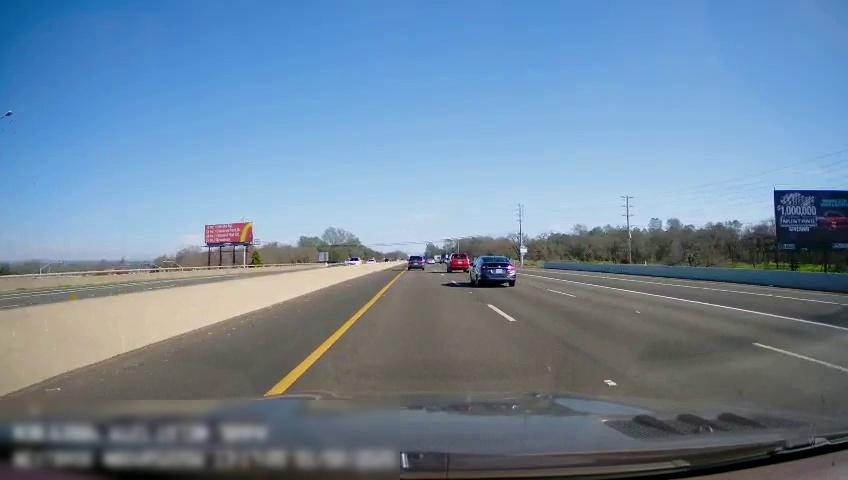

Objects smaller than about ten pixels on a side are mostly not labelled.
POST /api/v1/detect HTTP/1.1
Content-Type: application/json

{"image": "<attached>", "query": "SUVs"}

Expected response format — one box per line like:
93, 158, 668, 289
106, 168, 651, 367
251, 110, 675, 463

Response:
408, 256, 424, 270
446, 253, 470, 273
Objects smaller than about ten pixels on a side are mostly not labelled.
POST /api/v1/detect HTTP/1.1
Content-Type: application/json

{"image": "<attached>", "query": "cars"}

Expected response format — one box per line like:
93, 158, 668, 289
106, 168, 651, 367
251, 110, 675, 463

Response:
469, 256, 516, 287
